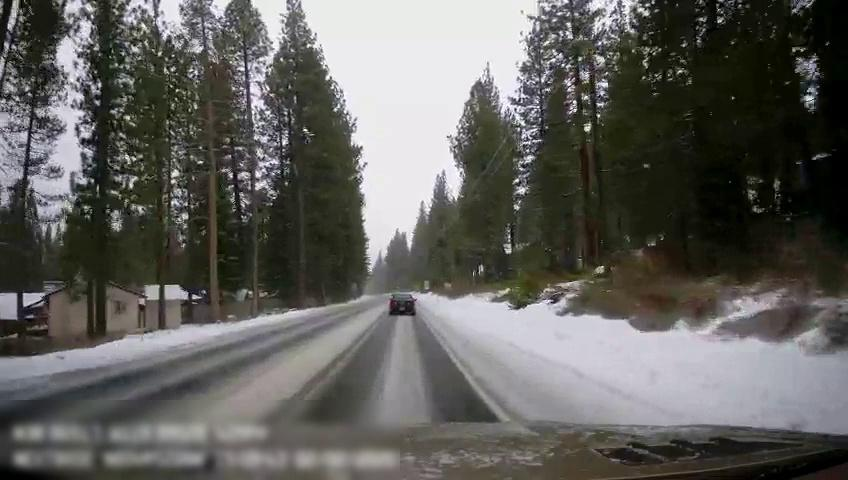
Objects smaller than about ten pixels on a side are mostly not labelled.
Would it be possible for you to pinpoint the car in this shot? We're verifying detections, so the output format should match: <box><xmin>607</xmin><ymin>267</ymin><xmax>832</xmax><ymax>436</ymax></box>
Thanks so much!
<box><xmin>388</xmin><ymin>293</ymin><xmax>417</xmax><ymax>316</ymax></box>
